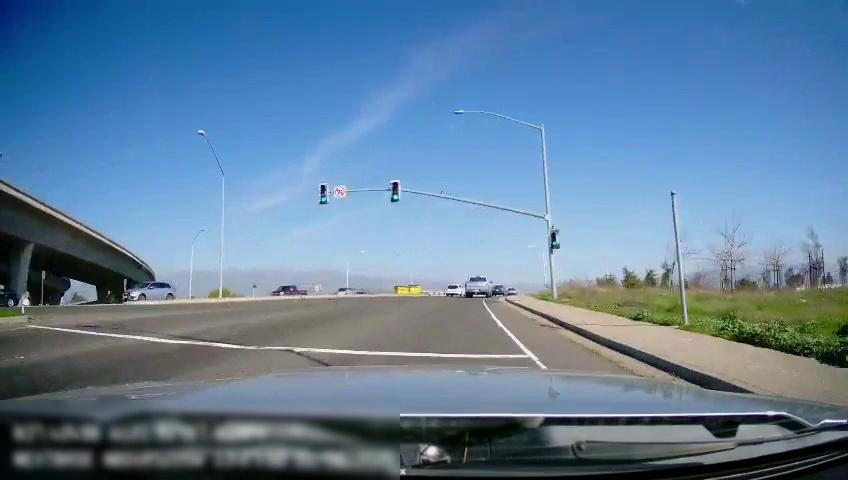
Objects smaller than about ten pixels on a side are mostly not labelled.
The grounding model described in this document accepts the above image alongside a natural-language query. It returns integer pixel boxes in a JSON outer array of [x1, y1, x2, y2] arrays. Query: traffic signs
[[335, 184, 346, 199]]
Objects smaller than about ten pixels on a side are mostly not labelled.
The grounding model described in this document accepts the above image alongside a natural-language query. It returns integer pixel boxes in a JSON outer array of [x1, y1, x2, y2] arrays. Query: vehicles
[[492, 284, 505, 296], [446, 283, 465, 297], [464, 275, 493, 299], [271, 285, 307, 297], [0, 287, 18, 308], [122, 281, 177, 303]]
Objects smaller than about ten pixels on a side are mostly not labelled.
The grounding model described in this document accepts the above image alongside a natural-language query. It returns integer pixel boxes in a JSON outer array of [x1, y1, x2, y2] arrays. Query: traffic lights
[[320, 182, 328, 204], [551, 231, 560, 249], [391, 180, 400, 202]]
